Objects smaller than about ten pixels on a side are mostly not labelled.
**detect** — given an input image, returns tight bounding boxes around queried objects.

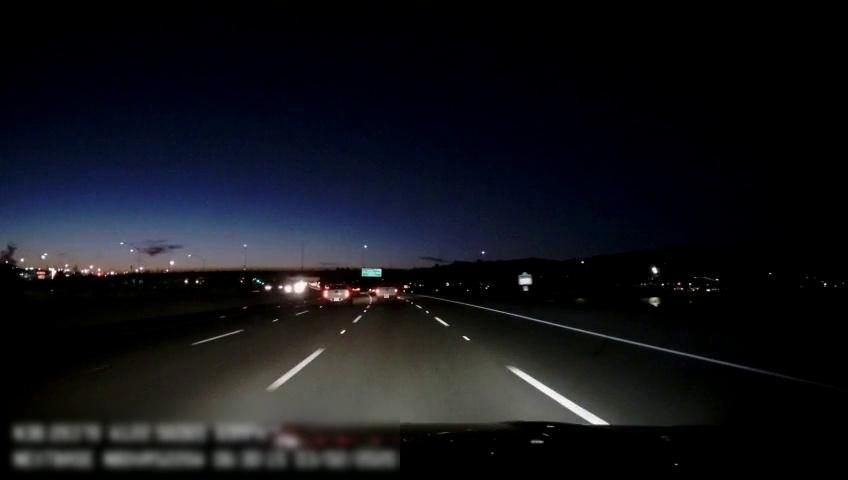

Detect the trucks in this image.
[319,282,353,309]
[375,285,399,302]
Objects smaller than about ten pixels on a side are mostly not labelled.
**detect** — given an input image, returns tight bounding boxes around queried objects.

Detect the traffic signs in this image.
[518,275,533,286]
[361,267,382,278]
